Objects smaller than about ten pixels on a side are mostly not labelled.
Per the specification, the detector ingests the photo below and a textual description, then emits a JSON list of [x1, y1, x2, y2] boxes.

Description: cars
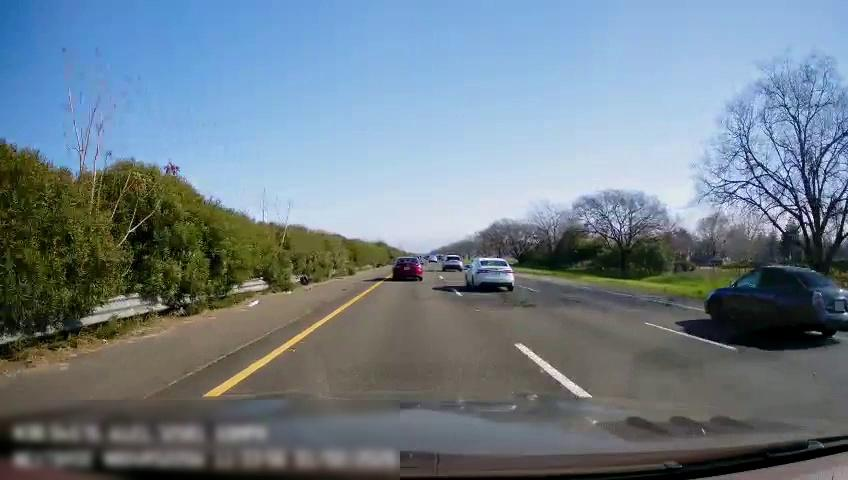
[[442, 254, 464, 272], [392, 256, 424, 281], [704, 264, 848, 339], [464, 256, 516, 293]]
